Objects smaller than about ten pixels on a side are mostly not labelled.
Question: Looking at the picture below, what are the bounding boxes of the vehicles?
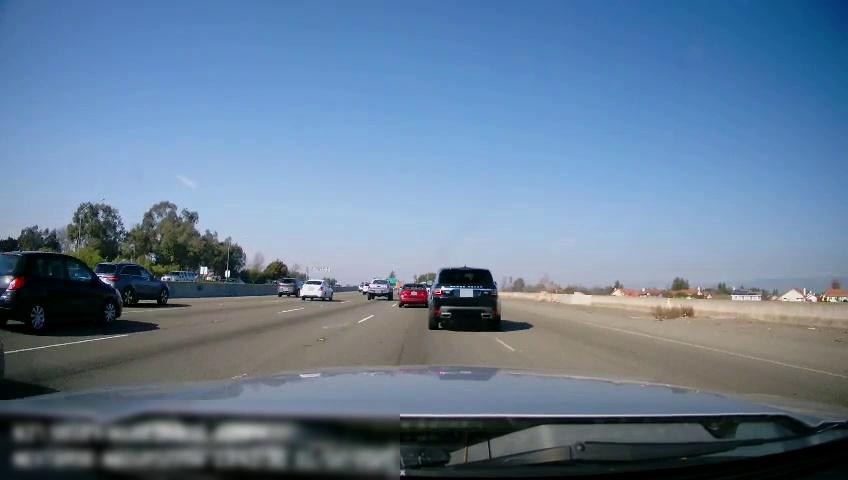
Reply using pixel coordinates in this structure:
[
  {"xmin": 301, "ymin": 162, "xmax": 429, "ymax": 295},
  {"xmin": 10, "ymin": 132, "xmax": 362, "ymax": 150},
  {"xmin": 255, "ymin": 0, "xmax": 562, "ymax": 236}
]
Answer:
[
  {"xmin": 428, "ymin": 263, "xmax": 501, "ymax": 332},
  {"xmin": 277, "ymin": 278, "xmax": 308, "ymax": 298},
  {"xmin": 415, "ymin": 282, "xmax": 436, "ymax": 302},
  {"xmin": 300, "ymin": 279, "xmax": 334, "ymax": 302},
  {"xmin": 399, "ymin": 283, "xmax": 429, "ymax": 309},
  {"xmin": 362, "ymin": 282, "xmax": 377, "ymax": 295},
  {"xmin": 84, "ymin": 261, "xmax": 171, "ymax": 310},
  {"xmin": 368, "ymin": 279, "xmax": 393, "ymax": 301},
  {"xmin": 0, "ymin": 250, "xmax": 123, "ymax": 336},
  {"xmin": 161, "ymin": 270, "xmax": 196, "ymax": 282}
]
